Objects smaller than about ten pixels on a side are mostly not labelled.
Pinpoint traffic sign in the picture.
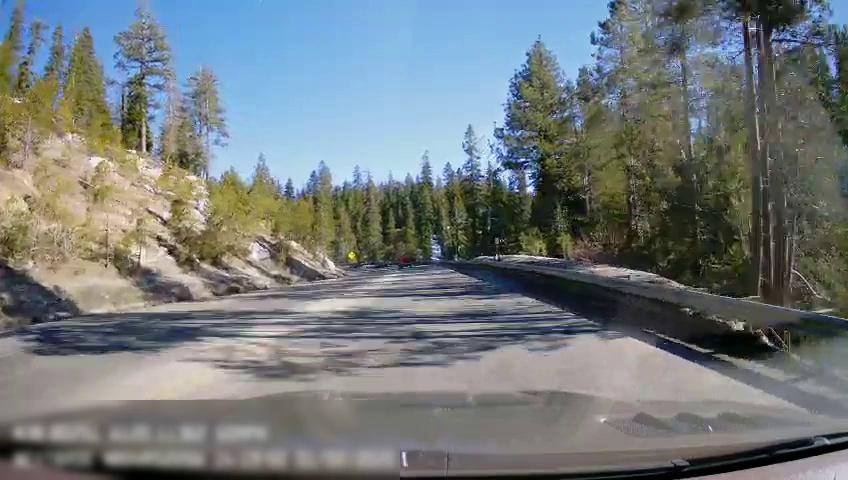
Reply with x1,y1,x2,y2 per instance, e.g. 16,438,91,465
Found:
347,250,356,261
